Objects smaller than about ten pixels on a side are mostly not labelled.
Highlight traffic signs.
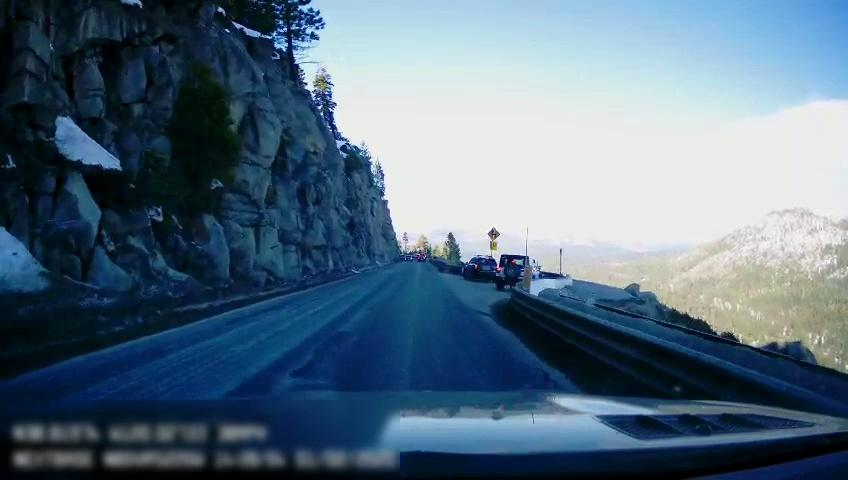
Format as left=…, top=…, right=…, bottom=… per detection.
left=489, top=241, right=497, bottom=252
left=486, top=226, right=501, bottom=241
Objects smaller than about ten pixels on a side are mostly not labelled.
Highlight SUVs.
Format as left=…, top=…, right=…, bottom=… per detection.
left=496, top=255, right=540, bottom=290
left=463, top=256, right=498, bottom=282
